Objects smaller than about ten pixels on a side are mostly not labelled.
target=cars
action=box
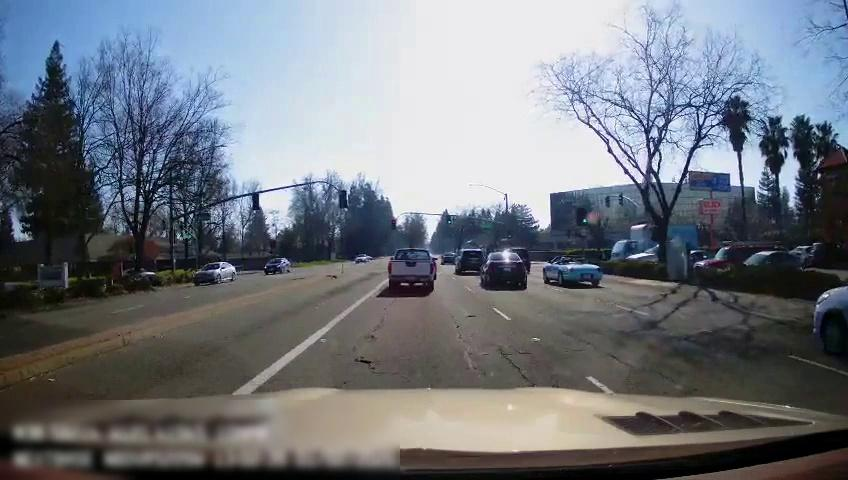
[794,245,827,268]
[264,258,290,274]
[193,262,236,286]
[813,288,848,357]
[480,252,527,289]
[441,252,457,265]
[742,250,800,271]
[355,254,369,263]
[542,255,603,288]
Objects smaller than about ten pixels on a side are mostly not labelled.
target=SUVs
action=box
[455,248,488,274]
[625,245,696,268]
[503,248,531,273]
[694,244,773,271]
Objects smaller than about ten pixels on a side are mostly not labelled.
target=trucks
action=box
[388,248,438,290]
[610,224,697,262]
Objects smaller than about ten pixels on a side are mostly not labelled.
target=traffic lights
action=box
[339,190,348,208]
[252,192,260,210]
[605,195,611,207]
[618,191,624,205]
